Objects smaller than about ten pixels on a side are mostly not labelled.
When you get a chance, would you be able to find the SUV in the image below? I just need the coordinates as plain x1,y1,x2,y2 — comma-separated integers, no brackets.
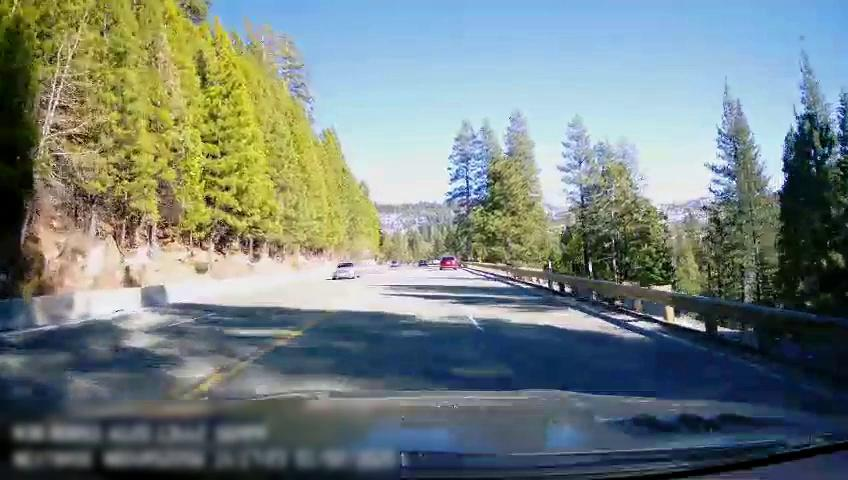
439,256,457,271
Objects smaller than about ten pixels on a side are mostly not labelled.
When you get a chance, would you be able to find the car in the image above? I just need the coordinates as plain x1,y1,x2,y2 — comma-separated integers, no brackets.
331,261,361,281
